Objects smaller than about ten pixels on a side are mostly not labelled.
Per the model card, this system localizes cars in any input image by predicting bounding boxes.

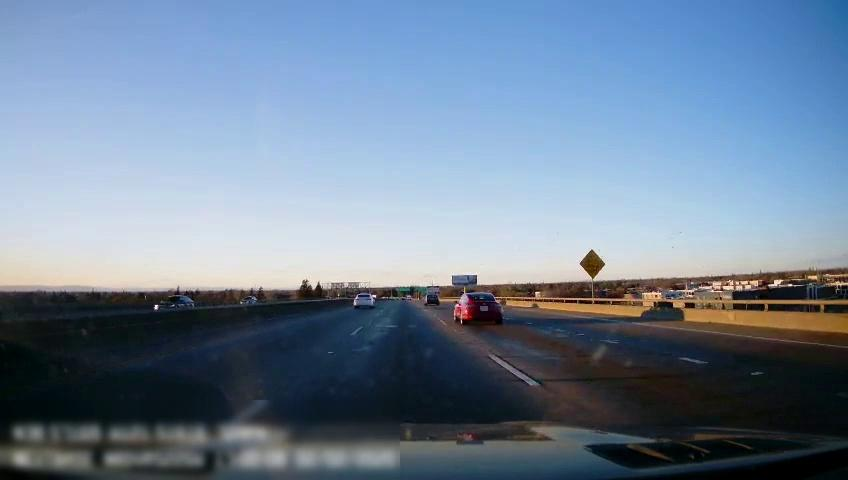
[424,294,440,306]
[240,296,258,305]
[353,293,376,309]
[453,292,503,326]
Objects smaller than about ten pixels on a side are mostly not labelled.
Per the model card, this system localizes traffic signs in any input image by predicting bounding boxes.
[579,249,606,279]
